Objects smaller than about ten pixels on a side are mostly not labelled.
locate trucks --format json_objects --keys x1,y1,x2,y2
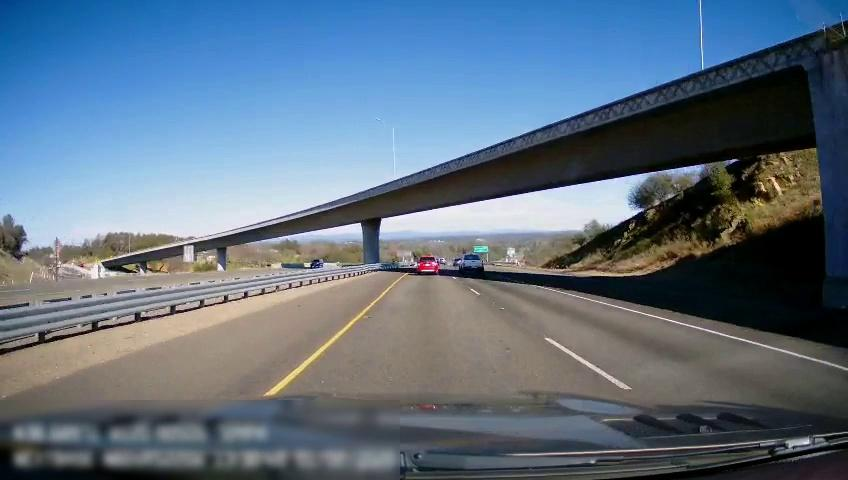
[{"x1": 457, "y1": 254, "x2": 483, "y2": 273}]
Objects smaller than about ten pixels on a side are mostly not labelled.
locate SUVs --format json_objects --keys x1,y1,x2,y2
[
  {"x1": 309, "y1": 259, "x2": 325, "y2": 269},
  {"x1": 417, "y1": 256, "x2": 439, "y2": 274}
]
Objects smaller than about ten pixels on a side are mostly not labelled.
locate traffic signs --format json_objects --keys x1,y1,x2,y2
[{"x1": 472, "y1": 246, "x2": 489, "y2": 253}]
